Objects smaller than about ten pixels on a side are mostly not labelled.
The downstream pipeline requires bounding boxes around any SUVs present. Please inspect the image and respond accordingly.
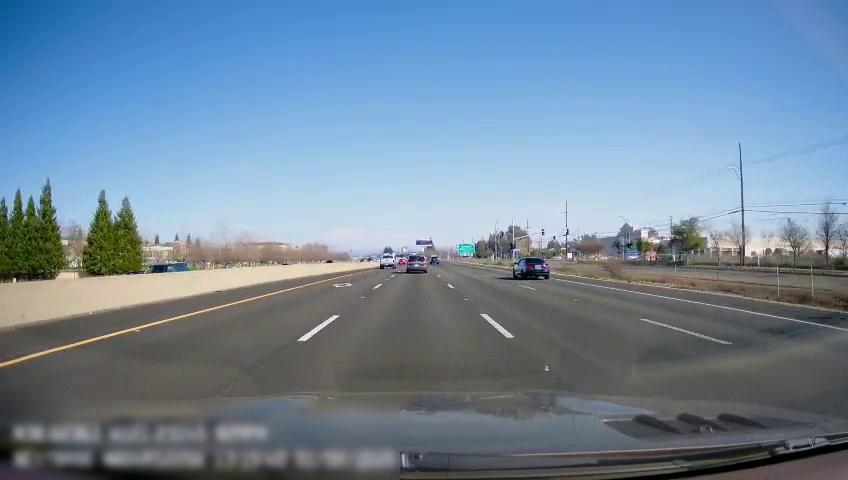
[406,256,428,274]
[150,262,191,274]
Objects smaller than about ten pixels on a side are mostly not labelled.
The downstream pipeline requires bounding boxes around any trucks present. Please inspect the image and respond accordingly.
[379,254,397,269]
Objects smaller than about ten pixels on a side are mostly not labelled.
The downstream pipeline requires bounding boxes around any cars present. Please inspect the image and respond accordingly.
[512,257,551,280]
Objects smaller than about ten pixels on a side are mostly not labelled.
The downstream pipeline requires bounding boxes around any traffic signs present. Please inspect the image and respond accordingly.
[459,243,475,255]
